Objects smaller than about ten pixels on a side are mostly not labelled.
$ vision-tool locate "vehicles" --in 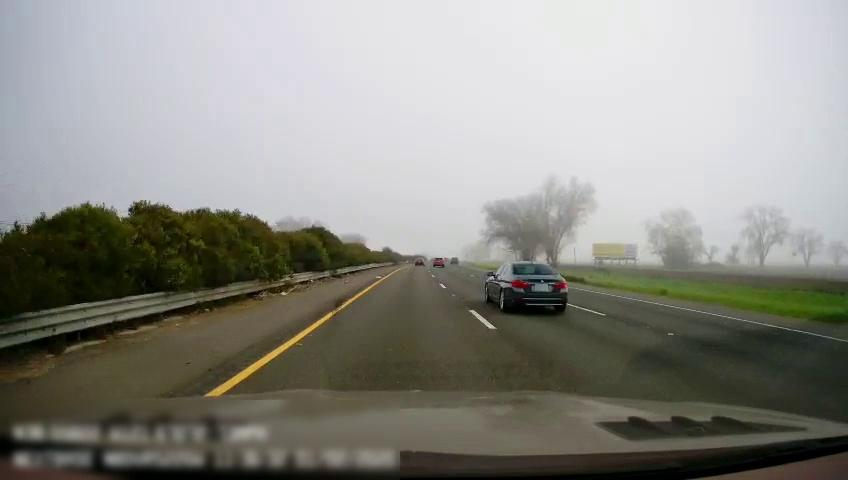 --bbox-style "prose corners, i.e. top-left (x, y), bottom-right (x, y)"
top-left (483, 261), bottom-right (568, 313)
top-left (450, 257), bottom-right (459, 264)
top-left (432, 257), bottom-right (445, 268)
top-left (413, 258), bottom-right (426, 267)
